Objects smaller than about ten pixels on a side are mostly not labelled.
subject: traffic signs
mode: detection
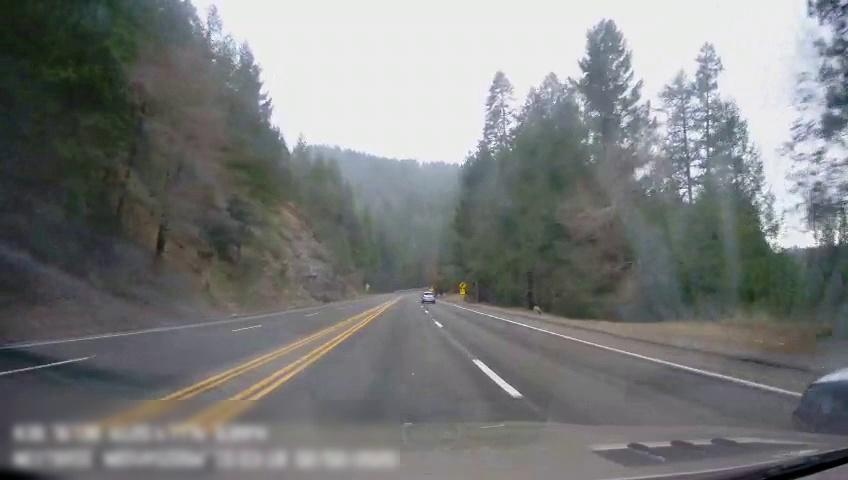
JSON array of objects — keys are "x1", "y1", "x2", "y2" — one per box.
[{"x1": 457, "y1": 282, "x2": 467, "y2": 291}]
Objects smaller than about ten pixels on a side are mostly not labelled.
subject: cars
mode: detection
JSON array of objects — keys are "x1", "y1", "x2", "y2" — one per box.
[
  {"x1": 795, "y1": 367, "x2": 848, "y2": 435},
  {"x1": 421, "y1": 291, "x2": 436, "y2": 304}
]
